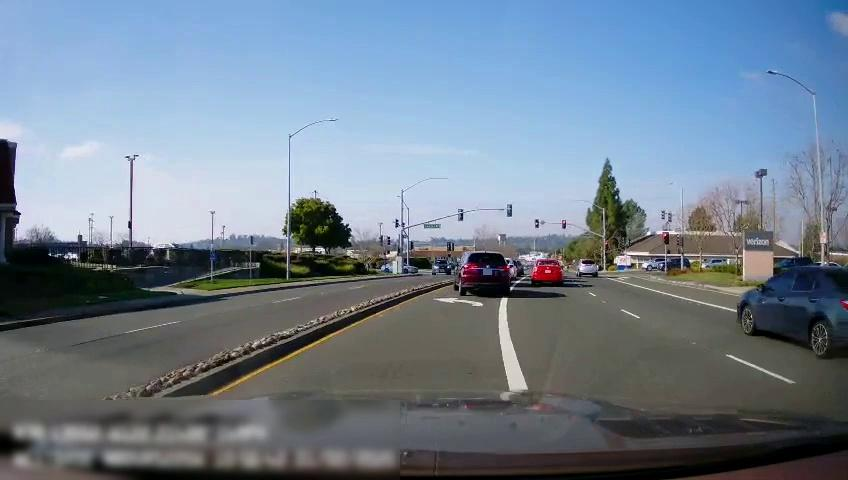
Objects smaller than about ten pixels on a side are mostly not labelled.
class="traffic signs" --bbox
[424,223,441,229]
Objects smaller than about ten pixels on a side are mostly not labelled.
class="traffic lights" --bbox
[505,203,512,217]
[457,208,465,222]
[663,231,670,244]
[387,236,392,247]
[378,236,383,247]
[446,240,452,251]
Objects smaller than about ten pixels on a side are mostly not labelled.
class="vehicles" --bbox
[453,252,510,297]
[380,262,418,275]
[514,258,525,276]
[736,265,848,359]
[659,255,690,271]
[574,258,599,279]
[641,256,668,271]
[431,258,453,276]
[505,260,519,282]
[701,256,728,268]
[530,258,563,286]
